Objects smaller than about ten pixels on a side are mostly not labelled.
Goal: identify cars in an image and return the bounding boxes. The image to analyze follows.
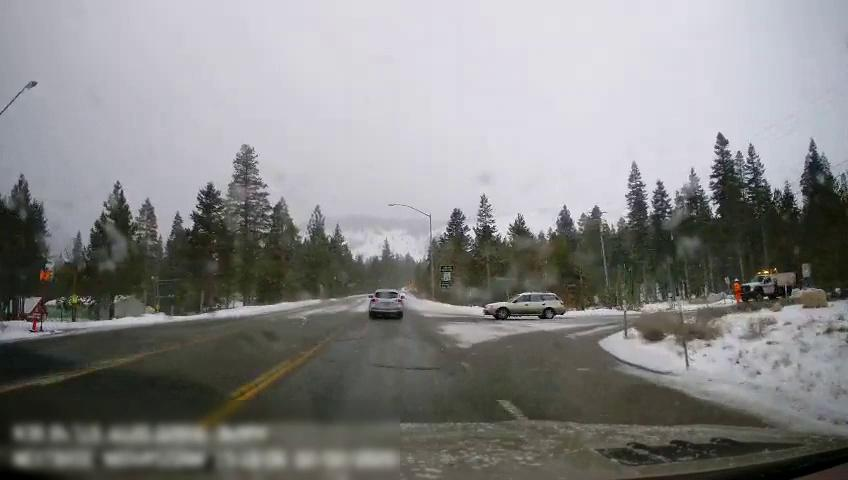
[482,290,566,320]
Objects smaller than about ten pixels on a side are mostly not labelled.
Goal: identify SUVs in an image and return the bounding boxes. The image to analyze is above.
[368,288,406,319]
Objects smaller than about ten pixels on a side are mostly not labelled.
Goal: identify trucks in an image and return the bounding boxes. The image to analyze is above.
[740,269,796,303]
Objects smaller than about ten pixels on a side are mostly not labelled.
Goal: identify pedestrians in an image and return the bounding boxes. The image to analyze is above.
[733,278,741,308]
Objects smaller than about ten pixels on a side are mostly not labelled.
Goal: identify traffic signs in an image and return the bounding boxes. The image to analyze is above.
[440,265,454,272]
[440,280,453,288]
[495,277,516,281]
